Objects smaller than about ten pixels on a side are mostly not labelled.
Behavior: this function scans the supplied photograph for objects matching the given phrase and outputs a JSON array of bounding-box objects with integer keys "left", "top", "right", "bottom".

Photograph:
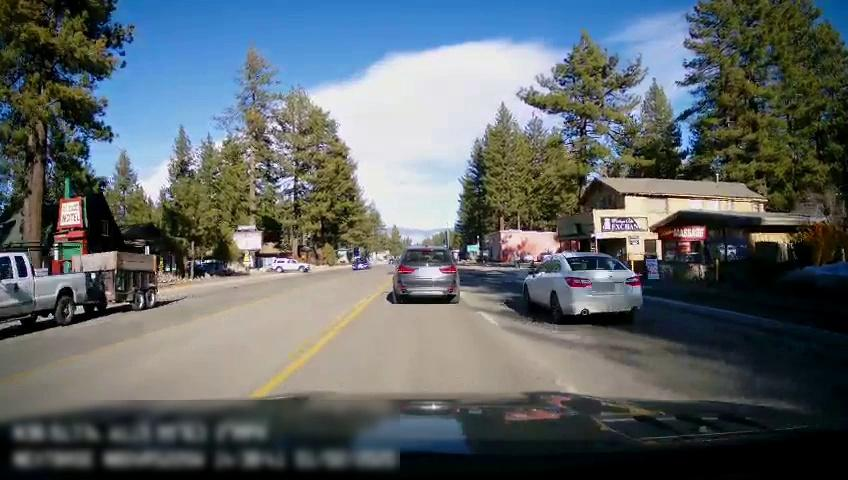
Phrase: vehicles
[
  {"left": 393, "top": 248, "right": 458, "bottom": 304},
  {"left": 520, "top": 251, "right": 643, "bottom": 326},
  {"left": 269, "top": 257, "right": 309, "bottom": 275},
  {"left": 351, "top": 256, "right": 369, "bottom": 270},
  {"left": 0, "top": 250, "right": 159, "bottom": 329}
]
